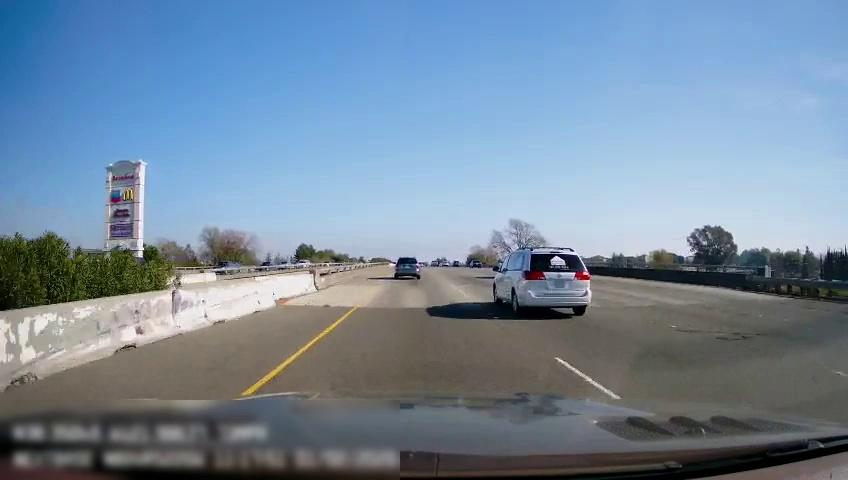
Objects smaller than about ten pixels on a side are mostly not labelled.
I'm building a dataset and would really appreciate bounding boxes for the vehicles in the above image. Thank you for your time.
[276,260,292,271]
[469,259,481,269]
[393,257,423,279]
[491,251,592,318]
[212,261,236,276]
